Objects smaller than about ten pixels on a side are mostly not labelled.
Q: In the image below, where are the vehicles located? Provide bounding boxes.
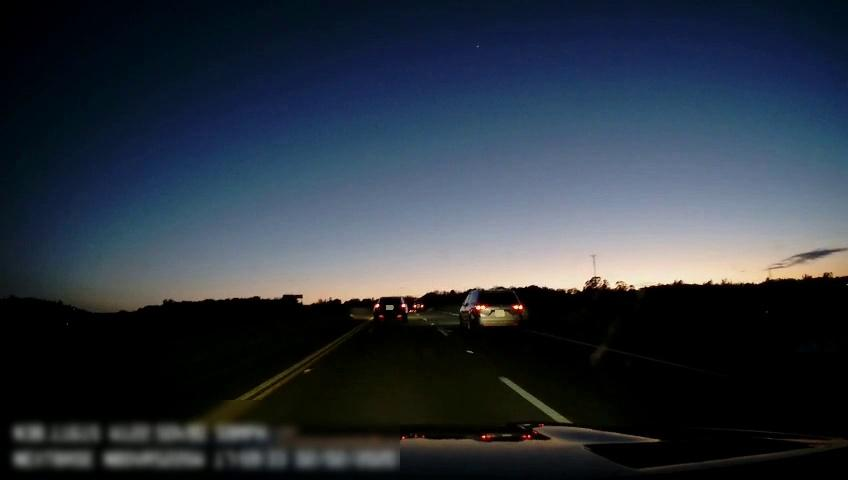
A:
[414,302,425,312]
[373,297,408,323]
[459,288,525,332]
